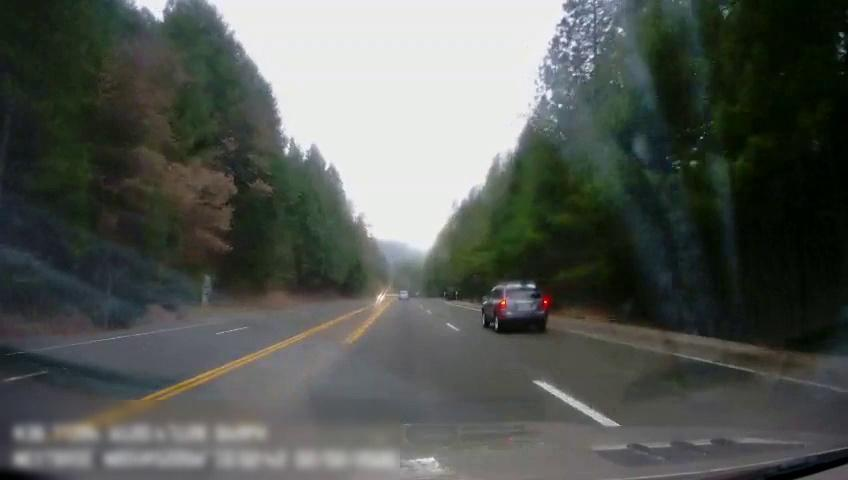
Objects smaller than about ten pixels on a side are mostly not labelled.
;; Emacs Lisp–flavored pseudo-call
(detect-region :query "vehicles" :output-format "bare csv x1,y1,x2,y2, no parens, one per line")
397,290,410,301
481,284,548,335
